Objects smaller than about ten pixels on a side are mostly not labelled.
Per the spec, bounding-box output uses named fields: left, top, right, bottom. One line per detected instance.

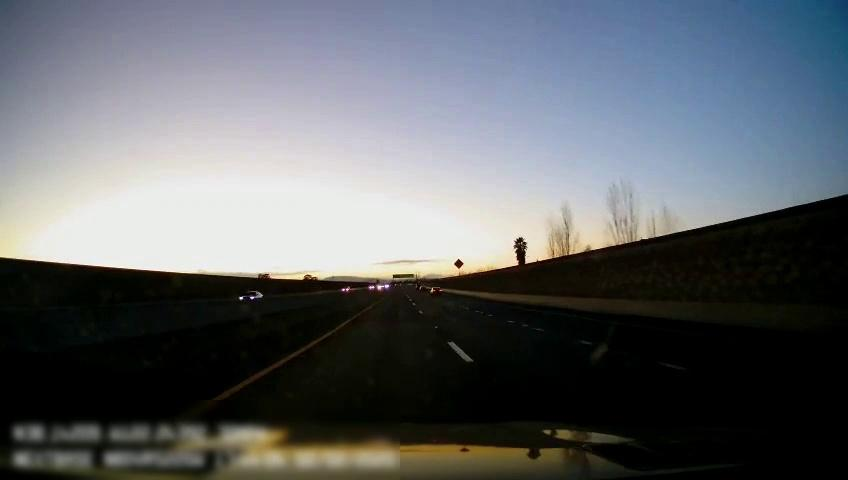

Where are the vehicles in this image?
left=237, top=290, right=264, bottom=301
left=340, top=286, right=352, bottom=293
left=429, top=286, right=443, bottom=296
